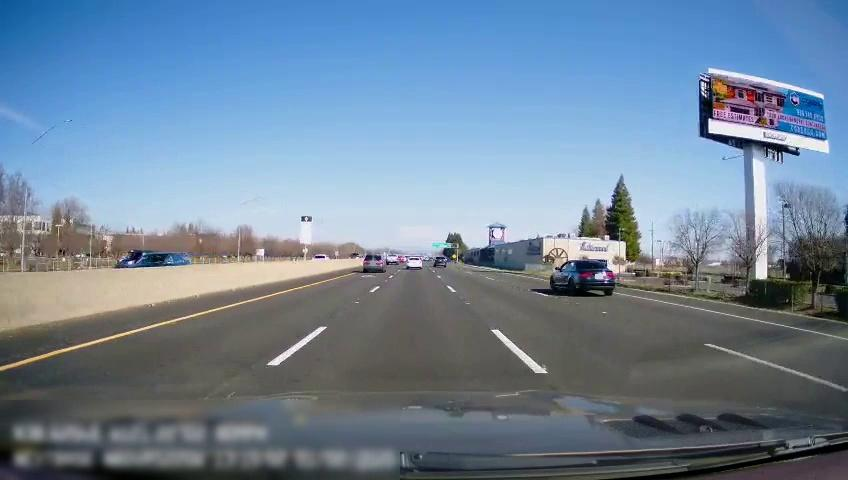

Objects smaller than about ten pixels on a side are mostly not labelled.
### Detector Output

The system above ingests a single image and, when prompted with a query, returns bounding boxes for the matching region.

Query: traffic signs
[300,214,312,244]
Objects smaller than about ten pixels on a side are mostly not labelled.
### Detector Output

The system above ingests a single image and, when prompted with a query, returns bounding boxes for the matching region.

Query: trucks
[385,253,399,266]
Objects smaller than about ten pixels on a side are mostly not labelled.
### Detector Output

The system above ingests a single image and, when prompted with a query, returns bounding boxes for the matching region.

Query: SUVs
[116,250,191,269]
[433,256,448,268]
[363,253,386,273]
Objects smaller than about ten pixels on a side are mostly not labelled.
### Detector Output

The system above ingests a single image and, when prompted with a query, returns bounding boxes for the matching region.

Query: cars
[406,257,423,270]
[549,259,618,296]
